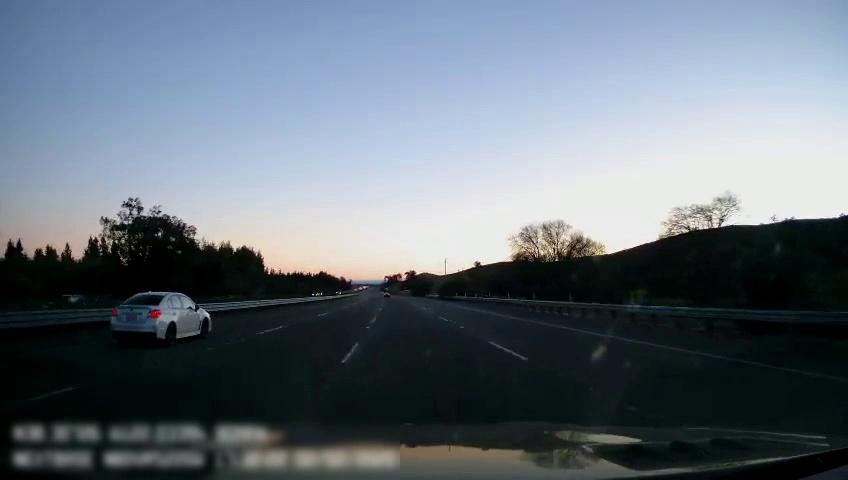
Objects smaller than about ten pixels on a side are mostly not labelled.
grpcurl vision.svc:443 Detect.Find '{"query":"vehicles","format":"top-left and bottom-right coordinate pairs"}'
top-left (43, 293), bottom-right (89, 311)
top-left (110, 292), bottom-right (211, 349)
